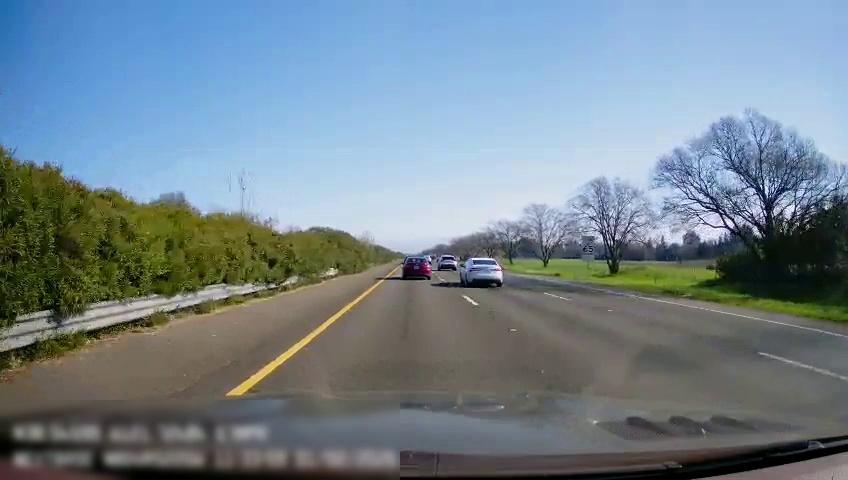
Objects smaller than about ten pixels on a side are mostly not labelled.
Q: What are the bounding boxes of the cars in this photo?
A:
[400,256,432,281]
[437,254,459,272]
[459,255,505,289]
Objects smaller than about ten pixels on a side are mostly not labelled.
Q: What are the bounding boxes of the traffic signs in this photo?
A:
[580,236,596,265]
